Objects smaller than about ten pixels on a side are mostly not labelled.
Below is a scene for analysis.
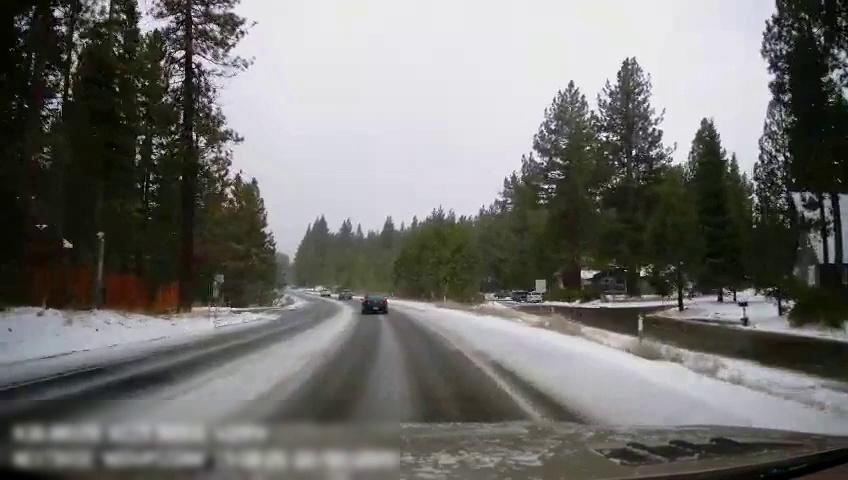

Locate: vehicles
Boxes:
[516,291,530,302]
[319,288,332,298]
[493,288,511,300]
[526,290,543,304]
[338,289,353,301]
[360,293,388,315]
